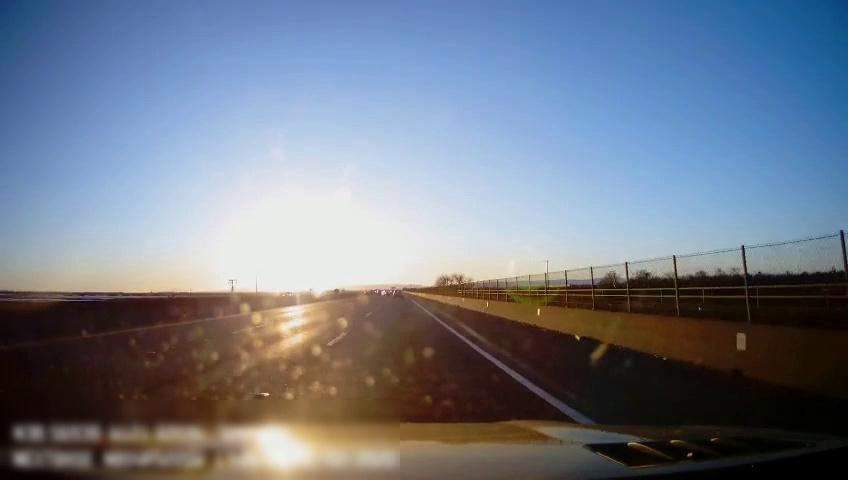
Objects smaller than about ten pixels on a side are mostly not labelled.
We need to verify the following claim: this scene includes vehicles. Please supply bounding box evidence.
[282,291,295,298]
[393,289,404,298]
